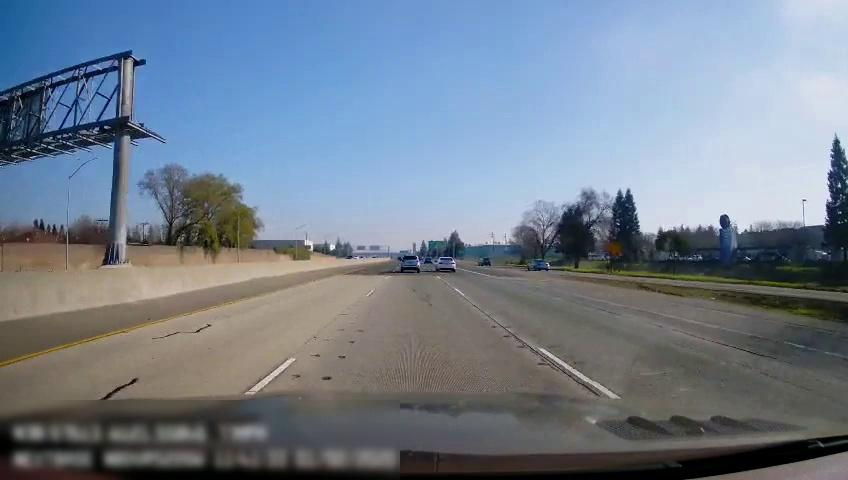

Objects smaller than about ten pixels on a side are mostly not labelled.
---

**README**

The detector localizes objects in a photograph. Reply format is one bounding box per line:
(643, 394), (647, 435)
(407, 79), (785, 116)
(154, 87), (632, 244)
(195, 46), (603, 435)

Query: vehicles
(400, 255), (421, 272)
(527, 260), (549, 272)
(477, 258), (492, 267)
(435, 256), (456, 272)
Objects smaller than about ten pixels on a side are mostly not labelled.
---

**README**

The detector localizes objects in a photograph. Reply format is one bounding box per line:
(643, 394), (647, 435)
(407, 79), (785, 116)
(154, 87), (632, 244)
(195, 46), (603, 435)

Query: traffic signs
(428, 240), (445, 248)
(368, 245), (381, 251)
(0, 86), (47, 145)
(356, 245), (367, 251)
